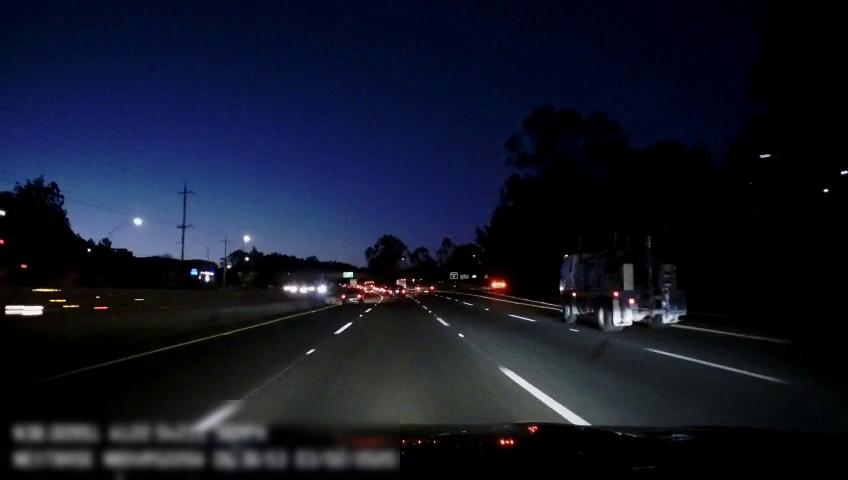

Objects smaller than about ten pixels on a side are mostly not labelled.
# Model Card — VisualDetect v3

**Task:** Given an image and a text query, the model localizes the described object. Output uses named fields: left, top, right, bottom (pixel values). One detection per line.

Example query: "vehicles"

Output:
left=0, top=288, right=99, bottom=323
left=341, top=288, right=363, bottom=304
left=389, top=285, right=406, bottom=298
left=490, top=276, right=508, bottom=290
left=415, top=282, right=435, bottom=296
left=290, top=281, right=309, bottom=296
left=557, top=237, right=687, bottom=332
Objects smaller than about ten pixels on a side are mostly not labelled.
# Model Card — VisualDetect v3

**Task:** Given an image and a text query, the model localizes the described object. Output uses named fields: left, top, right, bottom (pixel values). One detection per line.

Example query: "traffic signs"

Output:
left=342, top=271, right=353, bottom=278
